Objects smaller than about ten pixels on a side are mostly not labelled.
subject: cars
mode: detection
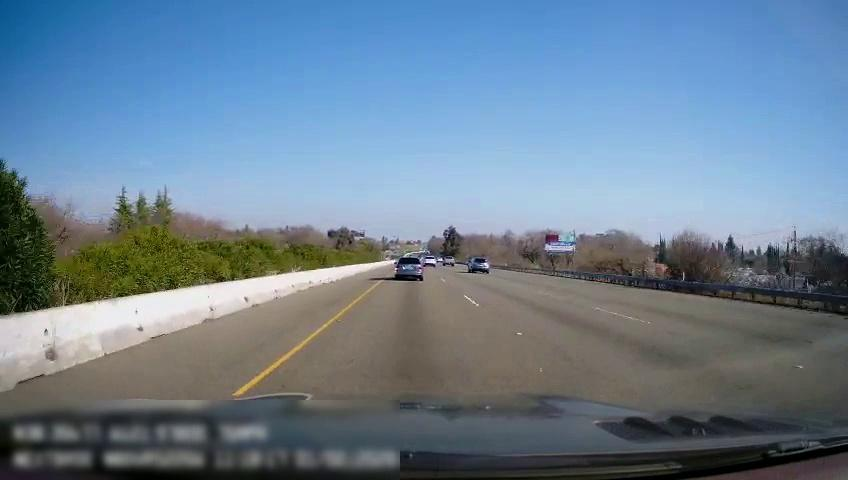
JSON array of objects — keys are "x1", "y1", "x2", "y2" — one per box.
[{"x1": 393, "y1": 257, "x2": 423, "y2": 281}]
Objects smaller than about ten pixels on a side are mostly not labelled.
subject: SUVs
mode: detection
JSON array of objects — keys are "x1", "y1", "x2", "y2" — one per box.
[
  {"x1": 467, "y1": 256, "x2": 490, "y2": 274},
  {"x1": 423, "y1": 255, "x2": 437, "y2": 267}
]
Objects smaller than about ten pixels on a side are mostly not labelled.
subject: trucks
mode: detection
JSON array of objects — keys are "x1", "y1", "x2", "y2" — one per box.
[{"x1": 443, "y1": 255, "x2": 456, "y2": 266}]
